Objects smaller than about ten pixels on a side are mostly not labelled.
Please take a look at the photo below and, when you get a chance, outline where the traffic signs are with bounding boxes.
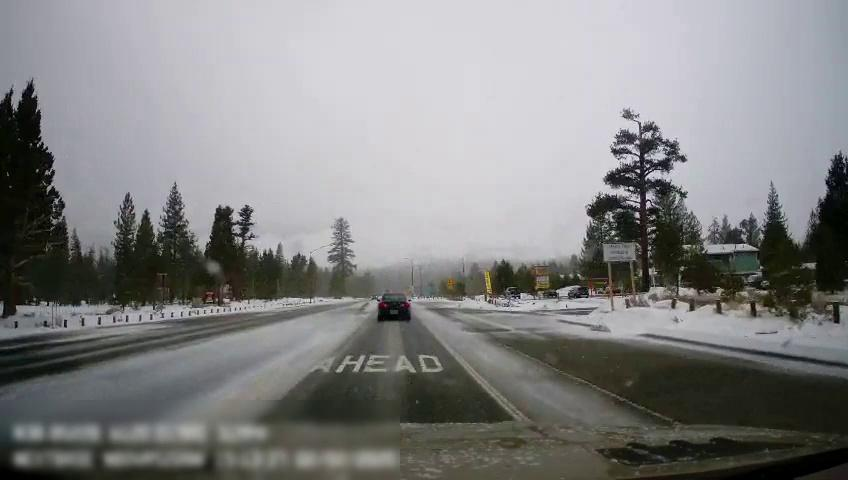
[603,243,636,262]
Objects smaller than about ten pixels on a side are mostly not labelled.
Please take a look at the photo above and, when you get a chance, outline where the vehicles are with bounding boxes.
[542,289,557,297]
[568,286,590,299]
[504,287,520,299]
[747,275,770,289]
[759,277,782,290]
[376,292,412,320]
